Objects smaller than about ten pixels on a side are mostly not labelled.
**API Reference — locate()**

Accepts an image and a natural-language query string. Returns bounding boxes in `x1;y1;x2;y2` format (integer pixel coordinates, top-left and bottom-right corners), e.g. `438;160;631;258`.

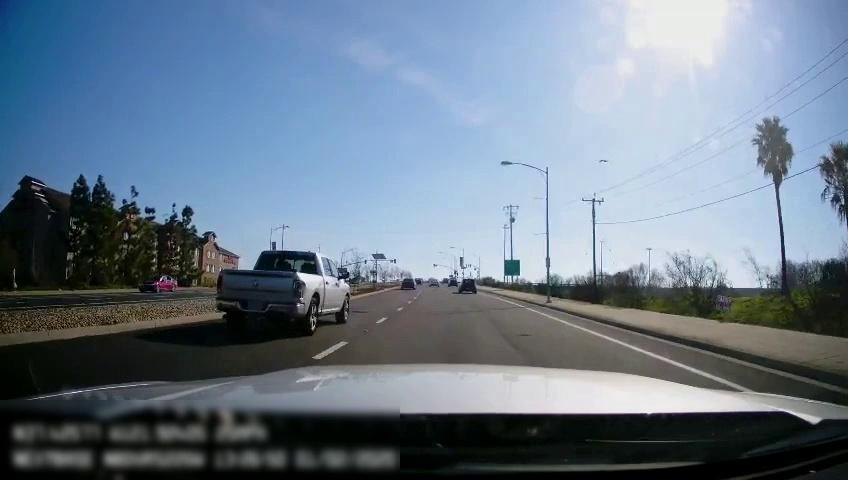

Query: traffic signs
503;259;521;276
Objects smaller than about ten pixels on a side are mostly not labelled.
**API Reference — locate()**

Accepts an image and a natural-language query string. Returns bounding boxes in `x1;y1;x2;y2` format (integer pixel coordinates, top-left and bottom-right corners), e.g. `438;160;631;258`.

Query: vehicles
136;274;178;294
400;277;417;291
447;278;459;288
458;278;478;294
215;250;352;338
427;277;440;288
